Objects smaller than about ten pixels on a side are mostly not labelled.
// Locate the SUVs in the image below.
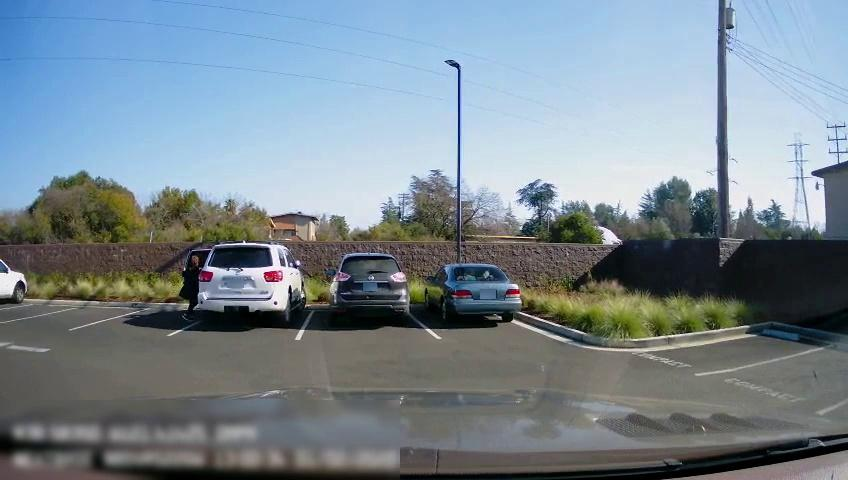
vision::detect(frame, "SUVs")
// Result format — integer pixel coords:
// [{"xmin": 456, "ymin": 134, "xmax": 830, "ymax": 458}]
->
[
  {"xmin": 326, "ymin": 253, "xmax": 409, "ymax": 325},
  {"xmin": 183, "ymin": 243, "xmax": 307, "ymax": 326},
  {"xmin": 0, "ymin": 259, "xmax": 27, "ymax": 304}
]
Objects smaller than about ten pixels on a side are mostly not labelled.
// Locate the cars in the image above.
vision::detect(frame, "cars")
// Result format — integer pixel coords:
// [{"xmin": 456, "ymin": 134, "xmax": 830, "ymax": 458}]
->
[{"xmin": 424, "ymin": 264, "xmax": 522, "ymax": 323}]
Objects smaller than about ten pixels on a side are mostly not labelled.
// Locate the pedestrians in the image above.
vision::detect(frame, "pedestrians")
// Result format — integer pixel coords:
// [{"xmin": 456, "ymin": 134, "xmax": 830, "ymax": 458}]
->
[{"xmin": 178, "ymin": 254, "xmax": 202, "ymax": 320}]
